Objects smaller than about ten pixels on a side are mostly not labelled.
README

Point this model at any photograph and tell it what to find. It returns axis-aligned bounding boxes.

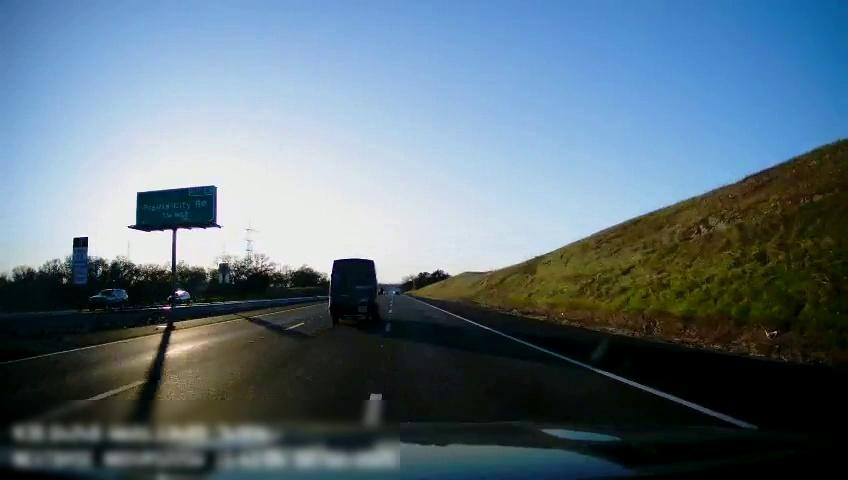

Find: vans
[328,258,379,328]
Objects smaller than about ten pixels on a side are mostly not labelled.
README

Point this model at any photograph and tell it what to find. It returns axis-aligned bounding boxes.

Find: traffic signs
[72,236,89,284]
[135,184,217,229]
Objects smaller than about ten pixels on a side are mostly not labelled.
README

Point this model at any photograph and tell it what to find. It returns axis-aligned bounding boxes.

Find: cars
[167,290,191,306]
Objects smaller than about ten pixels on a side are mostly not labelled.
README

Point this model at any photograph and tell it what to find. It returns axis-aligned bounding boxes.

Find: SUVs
[88,289,129,314]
